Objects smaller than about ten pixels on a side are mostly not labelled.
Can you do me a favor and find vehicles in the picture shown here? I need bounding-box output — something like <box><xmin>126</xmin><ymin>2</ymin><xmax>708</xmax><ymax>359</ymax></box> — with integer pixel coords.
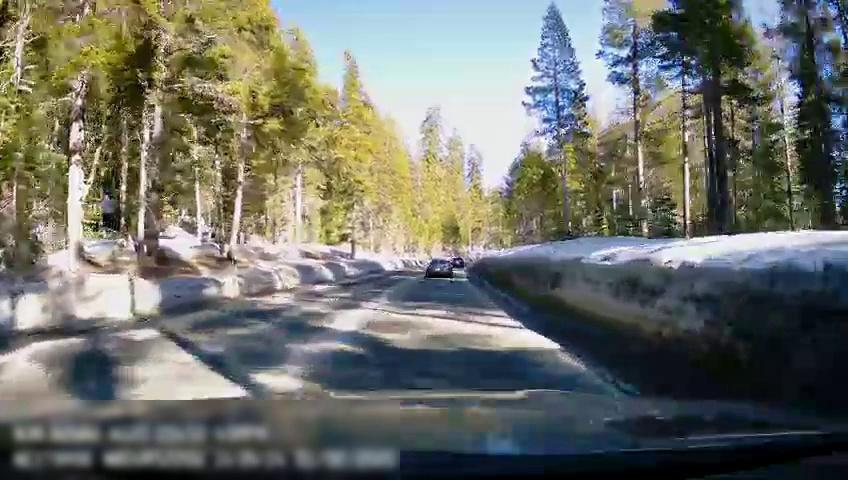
<box><xmin>426</xmin><ymin>258</ymin><xmax>455</xmax><ymax>279</ymax></box>
<box><xmin>452</xmin><ymin>257</ymin><xmax>464</xmax><ymax>269</ymax></box>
